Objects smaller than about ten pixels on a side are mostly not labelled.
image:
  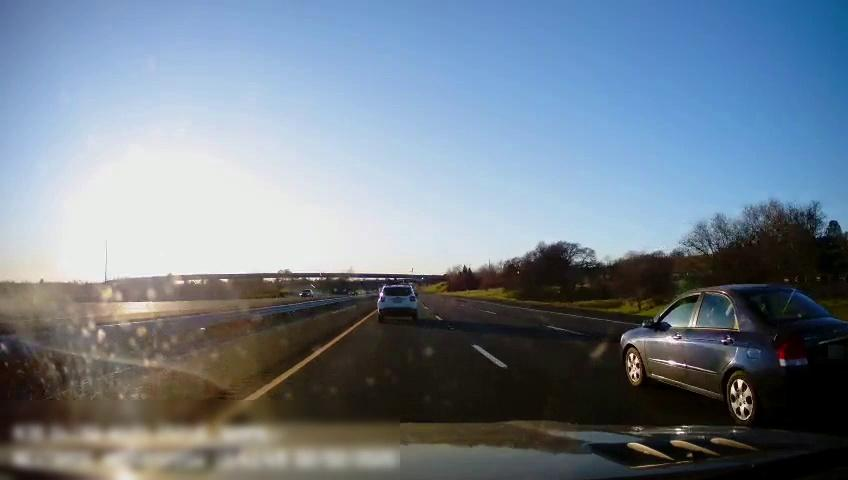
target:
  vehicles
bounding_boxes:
[299,289,315,298]
[618,284,848,428]
[376,284,420,325]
